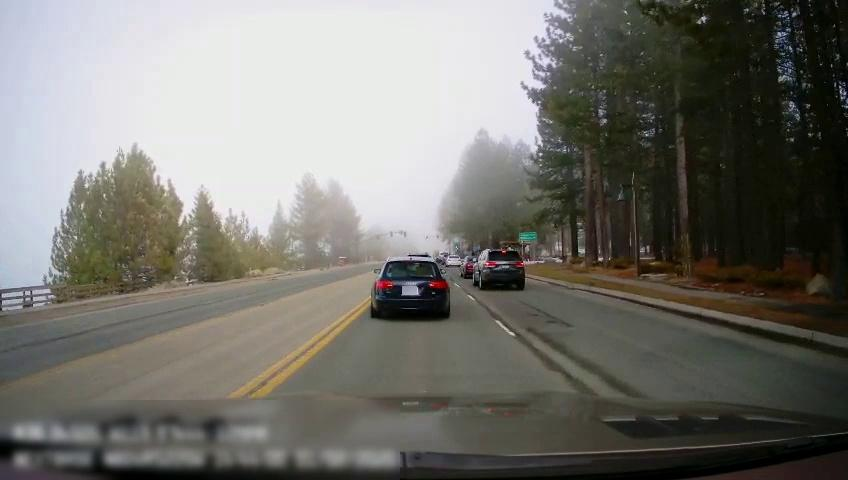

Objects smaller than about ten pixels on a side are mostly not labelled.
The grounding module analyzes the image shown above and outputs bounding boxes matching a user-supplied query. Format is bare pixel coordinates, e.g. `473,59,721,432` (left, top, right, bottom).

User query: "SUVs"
472,250,525,290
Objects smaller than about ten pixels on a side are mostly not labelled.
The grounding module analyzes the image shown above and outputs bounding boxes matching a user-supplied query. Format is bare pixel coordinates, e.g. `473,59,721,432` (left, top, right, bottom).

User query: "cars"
445,254,461,267
371,257,451,320
461,256,476,278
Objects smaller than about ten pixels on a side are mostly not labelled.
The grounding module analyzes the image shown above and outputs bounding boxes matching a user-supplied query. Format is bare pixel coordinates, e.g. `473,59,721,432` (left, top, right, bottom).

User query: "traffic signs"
518,230,538,242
